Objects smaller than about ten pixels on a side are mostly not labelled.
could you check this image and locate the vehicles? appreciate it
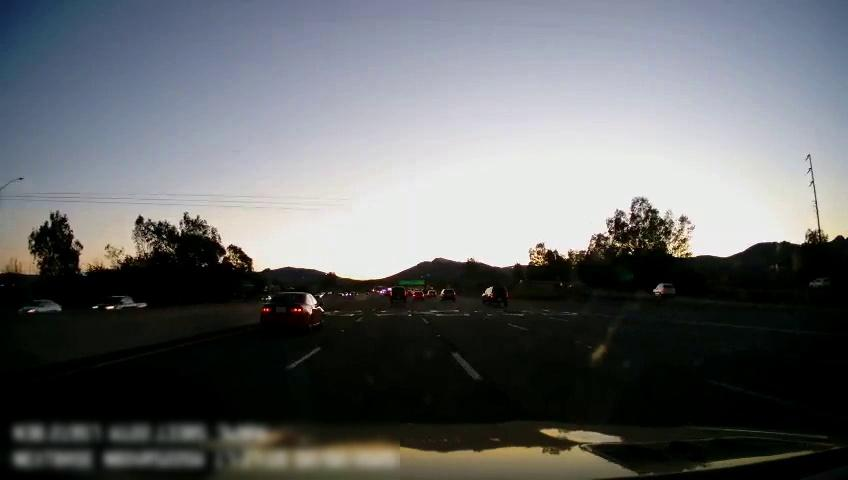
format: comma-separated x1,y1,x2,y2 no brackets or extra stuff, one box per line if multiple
481,286,509,306
438,288,457,303
652,282,675,296
260,291,325,333
18,298,63,313
388,285,408,305
91,294,148,312
427,289,437,298
412,288,425,300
